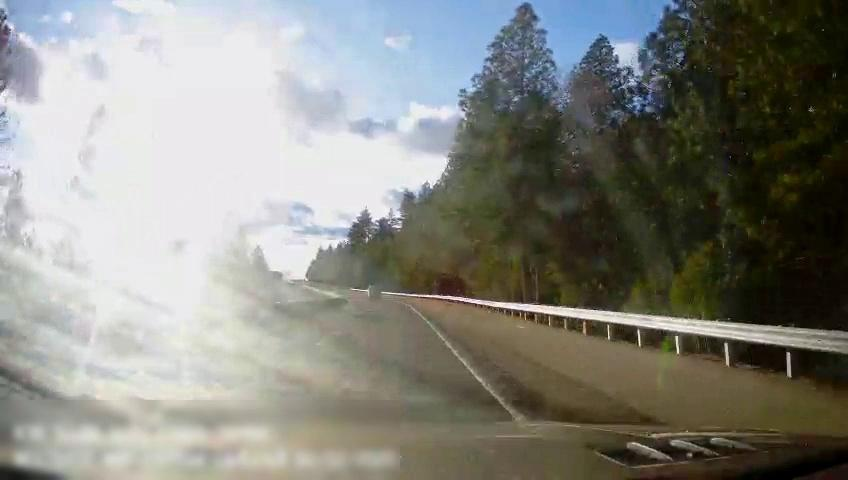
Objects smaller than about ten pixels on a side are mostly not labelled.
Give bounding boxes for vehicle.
[367,283,383,298]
